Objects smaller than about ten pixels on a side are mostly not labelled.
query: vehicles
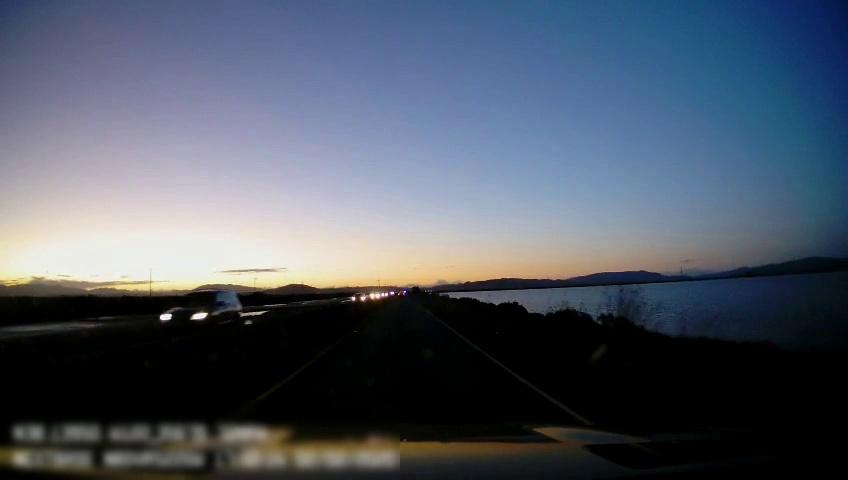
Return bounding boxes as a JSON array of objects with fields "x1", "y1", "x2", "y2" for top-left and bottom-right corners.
[
  {"x1": 157, "y1": 289, "x2": 244, "y2": 336},
  {"x1": 351, "y1": 292, "x2": 368, "y2": 303}
]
